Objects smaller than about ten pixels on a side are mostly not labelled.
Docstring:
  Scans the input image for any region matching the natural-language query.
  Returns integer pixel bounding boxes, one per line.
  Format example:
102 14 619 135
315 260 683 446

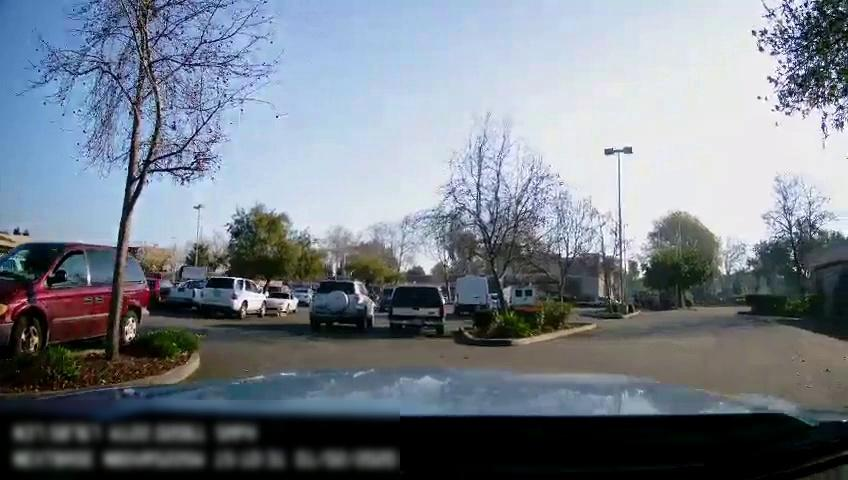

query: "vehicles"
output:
454 278 488 316
293 289 314 307
0 241 150 363
487 293 501 311
378 287 396 312
496 288 537 314
310 280 376 332
267 286 292 298
169 279 208 312
147 278 176 310
199 276 266 320
389 284 447 337
265 292 298 314
160 286 170 304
